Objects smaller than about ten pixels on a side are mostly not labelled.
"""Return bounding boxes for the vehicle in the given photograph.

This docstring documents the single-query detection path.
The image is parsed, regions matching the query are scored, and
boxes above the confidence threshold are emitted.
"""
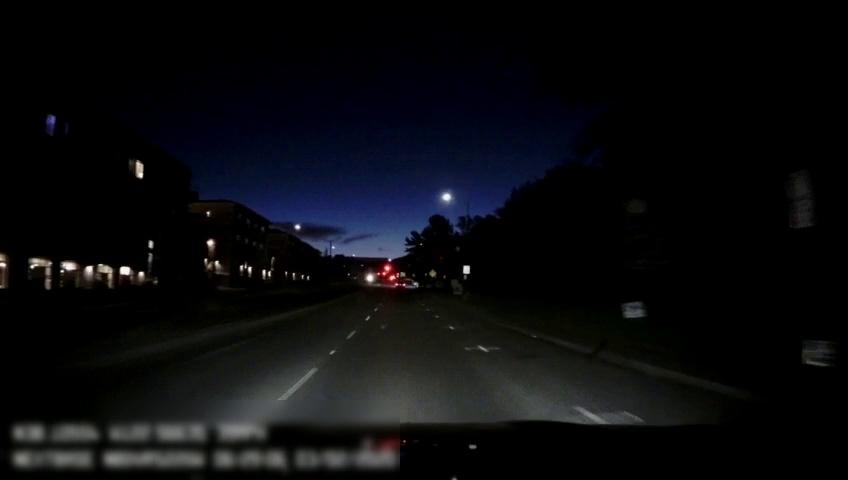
[395,281,406,289]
